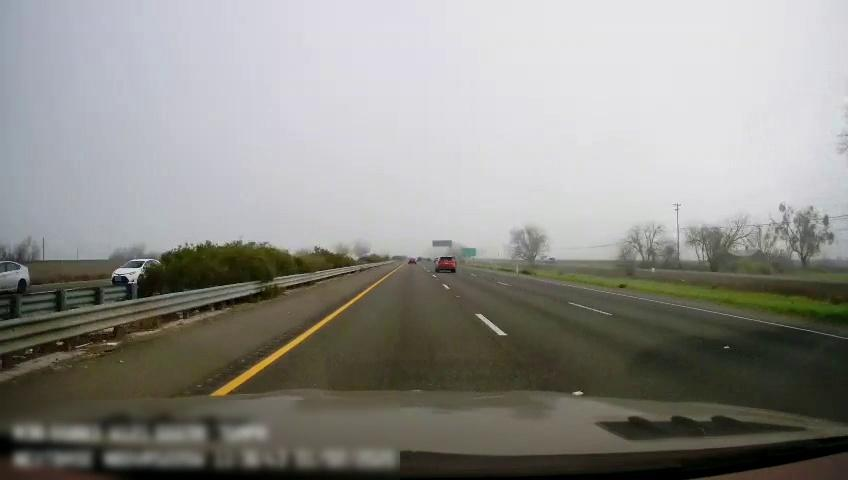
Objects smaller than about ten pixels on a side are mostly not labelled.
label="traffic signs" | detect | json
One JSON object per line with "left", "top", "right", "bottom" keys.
{"left": 461, "top": 248, "right": 477, "bottom": 256}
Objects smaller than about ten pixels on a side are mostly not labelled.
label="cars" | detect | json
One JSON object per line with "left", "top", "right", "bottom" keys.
{"left": 111, "top": 258, "right": 161, "bottom": 287}
{"left": 0, "top": 260, "right": 31, "bottom": 295}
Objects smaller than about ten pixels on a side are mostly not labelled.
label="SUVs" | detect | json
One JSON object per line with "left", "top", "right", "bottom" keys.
{"left": 434, "top": 255, "right": 457, "bottom": 274}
